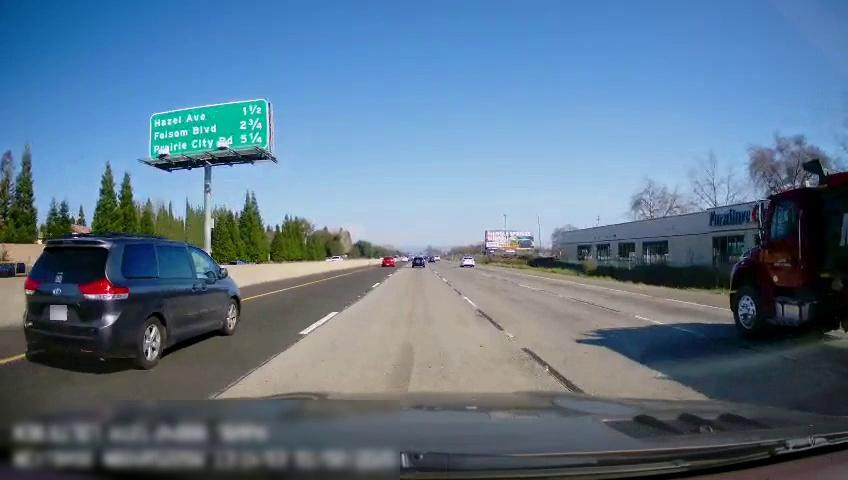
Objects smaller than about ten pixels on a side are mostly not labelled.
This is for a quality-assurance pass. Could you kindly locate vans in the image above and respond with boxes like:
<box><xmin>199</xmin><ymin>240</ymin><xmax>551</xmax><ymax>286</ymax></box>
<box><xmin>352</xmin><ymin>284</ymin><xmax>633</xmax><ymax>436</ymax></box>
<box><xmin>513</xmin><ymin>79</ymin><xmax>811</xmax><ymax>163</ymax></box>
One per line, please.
<box><xmin>22</xmin><ymin>231</ymin><xmax>242</xmax><ymax>372</ymax></box>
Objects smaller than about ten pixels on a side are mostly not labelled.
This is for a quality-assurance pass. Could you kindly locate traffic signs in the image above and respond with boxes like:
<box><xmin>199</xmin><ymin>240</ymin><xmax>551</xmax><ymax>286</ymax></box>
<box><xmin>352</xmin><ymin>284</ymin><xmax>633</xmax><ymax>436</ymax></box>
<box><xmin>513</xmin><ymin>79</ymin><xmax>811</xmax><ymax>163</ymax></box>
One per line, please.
<box><xmin>148</xmin><ymin>99</ymin><xmax>274</xmax><ymax>162</ymax></box>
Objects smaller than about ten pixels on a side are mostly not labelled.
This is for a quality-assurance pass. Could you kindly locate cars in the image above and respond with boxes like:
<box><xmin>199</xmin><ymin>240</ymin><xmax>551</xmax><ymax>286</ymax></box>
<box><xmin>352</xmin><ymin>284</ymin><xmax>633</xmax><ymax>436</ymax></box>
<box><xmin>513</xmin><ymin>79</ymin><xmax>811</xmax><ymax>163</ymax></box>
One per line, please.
<box><xmin>411</xmin><ymin>256</ymin><xmax>425</xmax><ymax>268</ymax></box>
<box><xmin>460</xmin><ymin>256</ymin><xmax>475</xmax><ymax>268</ymax></box>
<box><xmin>381</xmin><ymin>256</ymin><xmax>396</xmax><ymax>267</ymax></box>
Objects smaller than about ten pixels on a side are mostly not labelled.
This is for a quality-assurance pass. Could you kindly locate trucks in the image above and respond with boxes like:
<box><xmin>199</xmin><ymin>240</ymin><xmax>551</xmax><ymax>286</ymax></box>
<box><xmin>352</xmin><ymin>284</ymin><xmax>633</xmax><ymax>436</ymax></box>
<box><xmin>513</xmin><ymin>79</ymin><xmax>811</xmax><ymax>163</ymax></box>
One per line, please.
<box><xmin>729</xmin><ymin>157</ymin><xmax>848</xmax><ymax>340</ymax></box>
